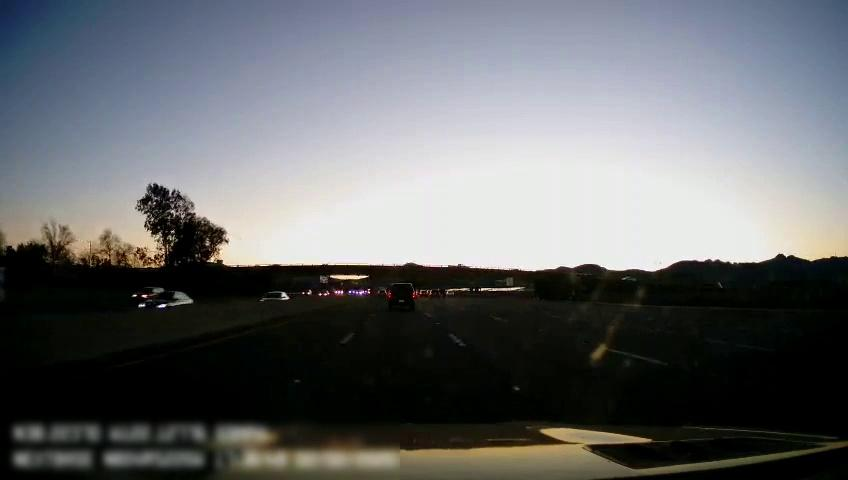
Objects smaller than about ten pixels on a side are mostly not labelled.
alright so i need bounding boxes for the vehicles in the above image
[130,286,165,307]
[429,288,442,299]
[259,291,290,302]
[137,291,194,308]
[318,289,331,297]
[301,289,313,296]
[386,281,417,310]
